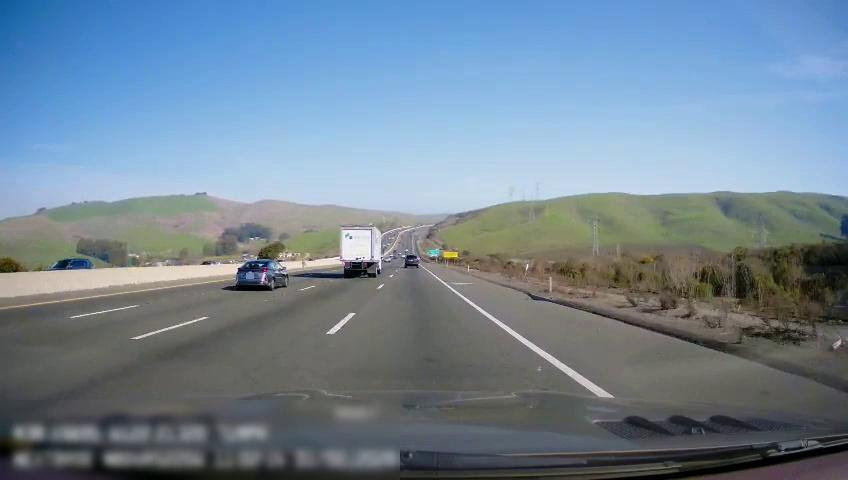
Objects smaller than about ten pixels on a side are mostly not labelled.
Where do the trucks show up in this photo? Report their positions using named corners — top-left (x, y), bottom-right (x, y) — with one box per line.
top-left (338, 224), bottom-right (382, 279)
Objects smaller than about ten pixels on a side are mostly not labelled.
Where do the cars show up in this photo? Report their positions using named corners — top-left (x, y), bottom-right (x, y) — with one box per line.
top-left (200, 259), bottom-right (224, 266)
top-left (234, 259), bottom-right (289, 291)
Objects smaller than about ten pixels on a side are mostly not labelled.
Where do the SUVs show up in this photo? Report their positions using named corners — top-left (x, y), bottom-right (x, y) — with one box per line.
top-left (51, 257), bottom-right (92, 271)
top-left (404, 254), bottom-right (419, 269)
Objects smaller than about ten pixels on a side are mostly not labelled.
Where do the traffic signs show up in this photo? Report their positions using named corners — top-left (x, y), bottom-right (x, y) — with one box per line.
top-left (443, 251), bottom-right (458, 258)
top-left (428, 248), bottom-right (440, 255)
